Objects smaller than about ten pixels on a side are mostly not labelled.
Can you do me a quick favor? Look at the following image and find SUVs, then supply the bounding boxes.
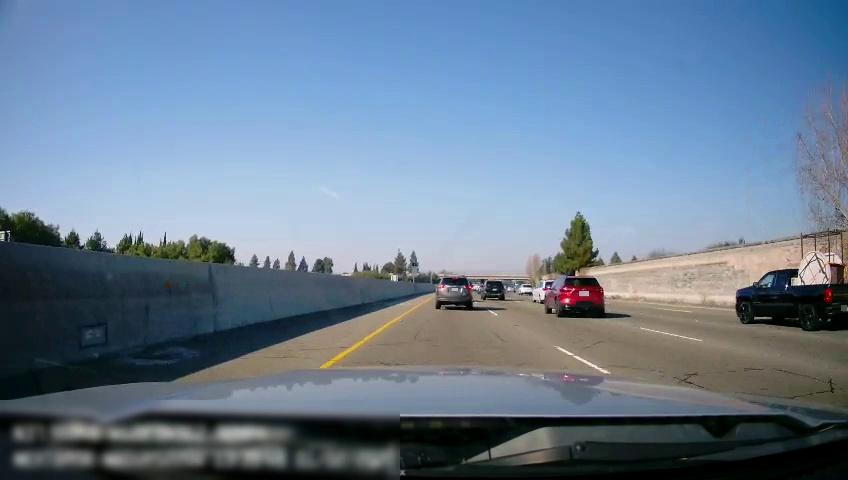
[480,280,506,301]
[543,275,606,318]
[434,276,474,310]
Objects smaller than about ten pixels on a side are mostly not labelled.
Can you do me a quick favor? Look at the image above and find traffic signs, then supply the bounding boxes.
[411,262,418,276]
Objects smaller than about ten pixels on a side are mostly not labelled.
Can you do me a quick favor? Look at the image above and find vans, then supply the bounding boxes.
[532,279,557,305]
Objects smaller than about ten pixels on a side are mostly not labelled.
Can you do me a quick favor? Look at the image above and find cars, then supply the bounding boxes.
[518,283,533,297]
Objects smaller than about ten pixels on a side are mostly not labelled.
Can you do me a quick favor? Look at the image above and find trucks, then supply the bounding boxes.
[734,227,848,332]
